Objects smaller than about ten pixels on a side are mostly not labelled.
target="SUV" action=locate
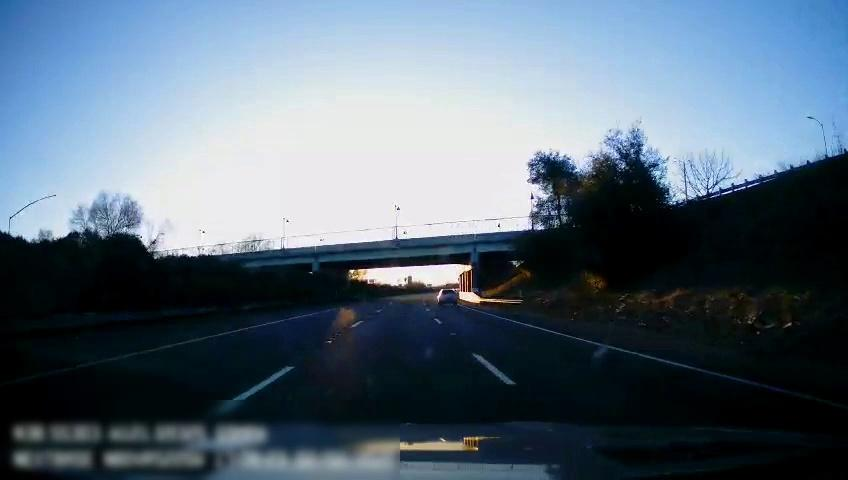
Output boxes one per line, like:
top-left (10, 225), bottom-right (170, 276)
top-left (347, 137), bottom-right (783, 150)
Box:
top-left (437, 288), bottom-right (459, 307)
